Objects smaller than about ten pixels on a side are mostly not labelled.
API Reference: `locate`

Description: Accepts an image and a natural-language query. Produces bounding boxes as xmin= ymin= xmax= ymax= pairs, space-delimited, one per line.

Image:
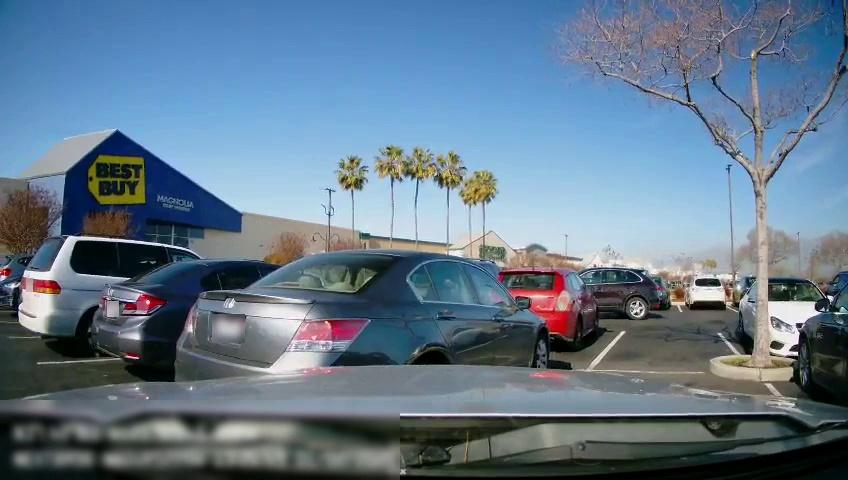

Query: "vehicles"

xmin=0 ymin=254 xmax=80 ymax=302
xmin=441 ymin=257 xmax=508 ymax=290
xmin=684 ymin=276 xmax=726 ymax=312
xmin=552 ymin=267 xmax=658 ymax=322
xmin=91 ymin=257 xmax=311 ymax=367
xmin=632 ymin=274 xmax=672 ymax=312
xmin=731 ymin=273 xmax=758 ymax=306
xmin=489 ymin=268 xmax=600 ymax=353
xmin=17 ymin=235 xmax=212 ymax=358
xmin=0 ymin=267 xmax=95 ymax=315
xmin=175 ymin=249 xmax=551 ymax=382
xmin=735 ymin=275 xmax=848 ymax=357
xmin=796 ymin=275 xmax=848 ymax=393
xmin=818 ymin=271 xmax=848 ymax=299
